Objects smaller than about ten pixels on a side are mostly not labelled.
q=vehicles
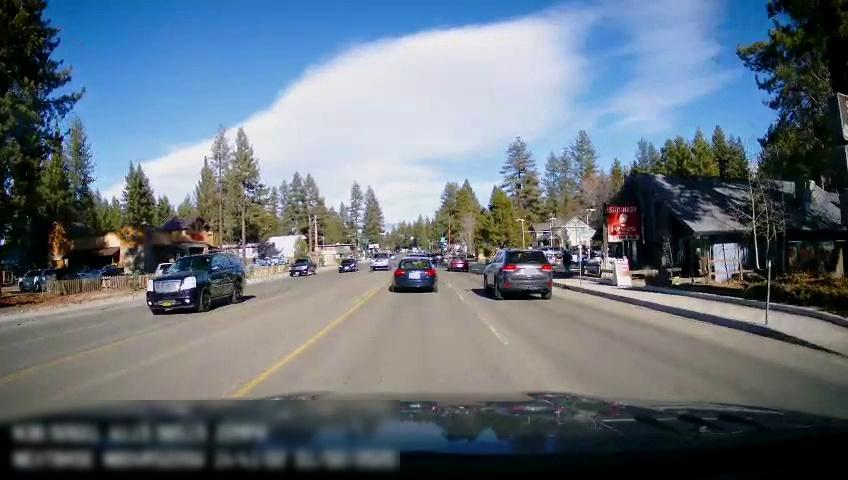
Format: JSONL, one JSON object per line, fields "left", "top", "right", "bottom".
{"left": 17, "top": 268, "right": 57, "bottom": 293}
{"left": 290, "top": 258, "right": 317, "bottom": 277}
{"left": 80, "top": 265, "right": 121, "bottom": 283}
{"left": 340, "top": 258, "right": 359, "bottom": 272}
{"left": 155, "top": 262, "right": 175, "bottom": 273}
{"left": 481, "top": 248, "right": 553, "bottom": 302}
{"left": 145, "top": 254, "right": 246, "bottom": 316}
{"left": 393, "top": 257, "right": 436, "bottom": 293}
{"left": 372, "top": 256, "right": 389, "bottom": 270}
{"left": 446, "top": 255, "right": 469, "bottom": 272}
{"left": 265, "top": 254, "right": 287, "bottom": 264}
